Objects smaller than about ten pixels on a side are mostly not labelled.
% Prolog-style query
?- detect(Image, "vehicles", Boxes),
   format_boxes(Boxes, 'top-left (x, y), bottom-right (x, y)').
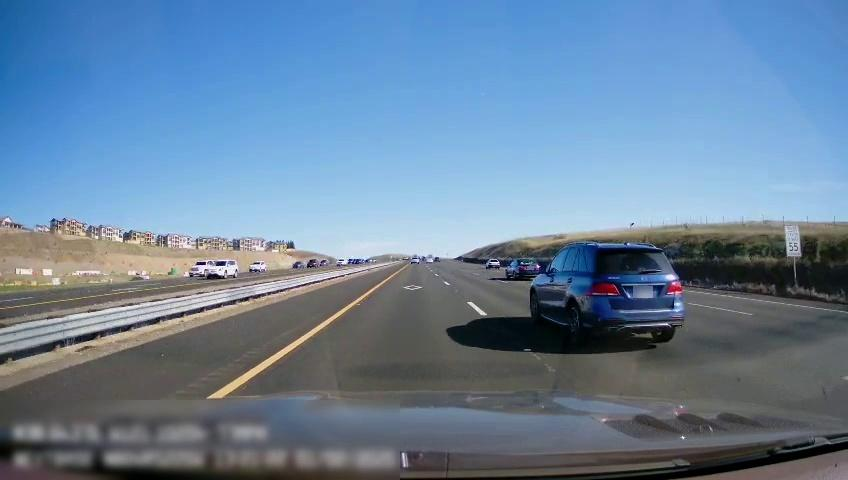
top-left (529, 243), bottom-right (687, 347)
top-left (248, 261), bottom-right (267, 273)
top-left (188, 260), bottom-right (213, 277)
top-left (207, 260), bottom-right (239, 279)
top-left (337, 258), bottom-right (348, 265)
top-left (504, 257), bottom-right (541, 279)
top-left (292, 261), bottom-right (305, 269)
top-left (485, 258), bottom-right (500, 269)
top-left (410, 255), bottom-right (420, 265)
top-left (307, 259), bottom-right (317, 269)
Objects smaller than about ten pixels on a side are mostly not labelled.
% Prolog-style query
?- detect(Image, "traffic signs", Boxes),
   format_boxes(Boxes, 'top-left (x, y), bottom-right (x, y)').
top-left (785, 223), bottom-right (801, 257)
